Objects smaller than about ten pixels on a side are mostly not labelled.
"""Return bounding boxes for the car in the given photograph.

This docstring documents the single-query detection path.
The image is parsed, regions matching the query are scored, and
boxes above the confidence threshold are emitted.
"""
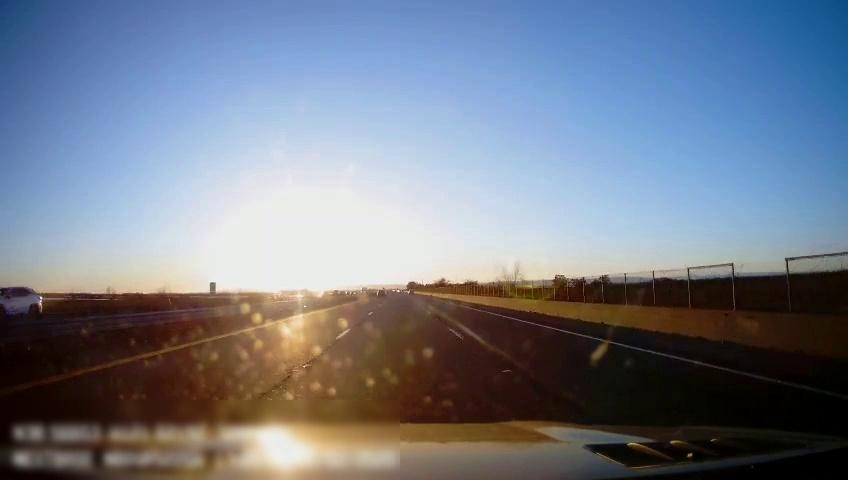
[0,286,42,318]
